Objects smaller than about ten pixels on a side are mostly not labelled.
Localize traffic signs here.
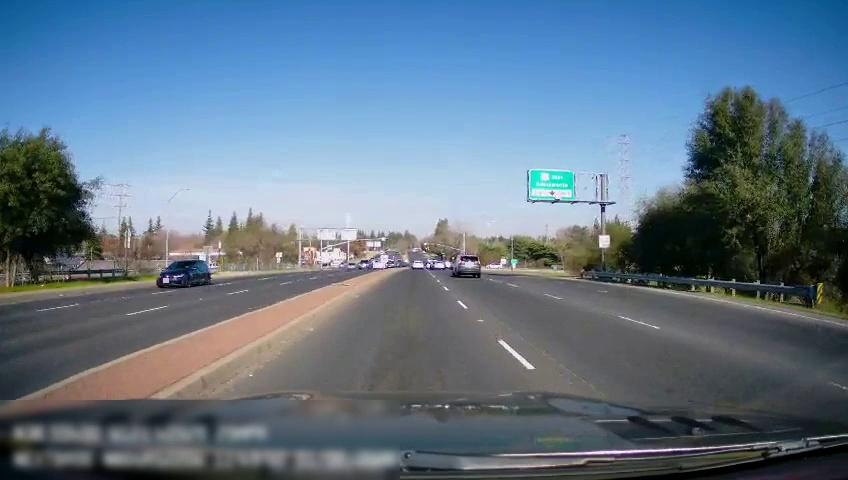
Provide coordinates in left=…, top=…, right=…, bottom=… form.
left=528, top=168, right=575, bottom=201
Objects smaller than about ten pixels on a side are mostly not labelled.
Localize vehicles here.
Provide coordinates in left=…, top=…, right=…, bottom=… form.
left=451, top=253, right=481, bottom=277
left=357, top=260, right=372, bottom=271
left=429, top=260, right=446, bottom=271
left=156, top=259, right=211, bottom=290
left=372, top=257, right=387, bottom=271
left=412, top=261, right=424, bottom=271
